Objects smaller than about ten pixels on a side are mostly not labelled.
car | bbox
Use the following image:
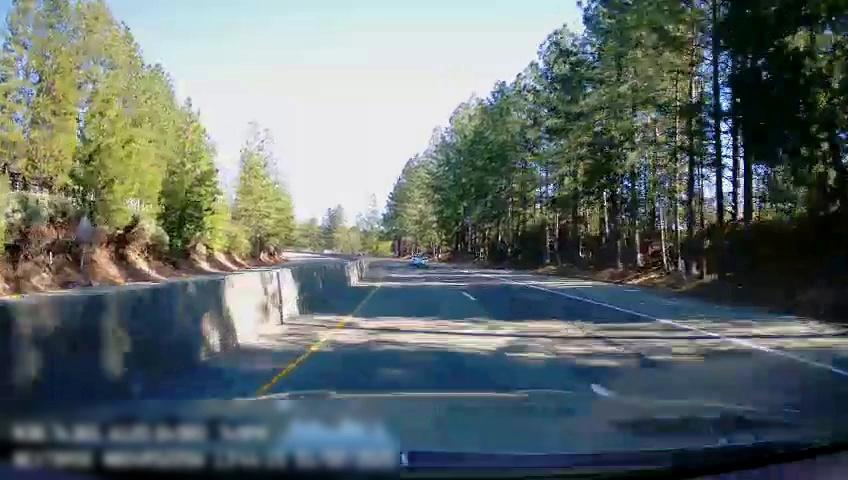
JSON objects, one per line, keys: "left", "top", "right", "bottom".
{"left": 408, "top": 254, "right": 425, "bottom": 266}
